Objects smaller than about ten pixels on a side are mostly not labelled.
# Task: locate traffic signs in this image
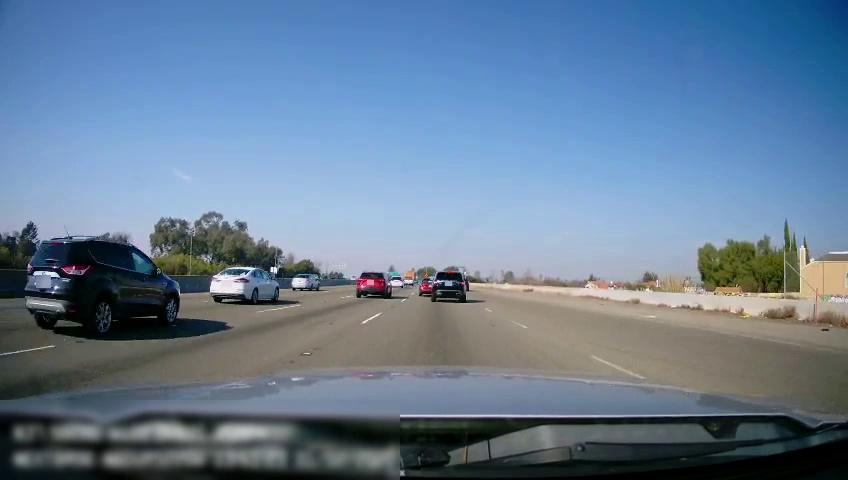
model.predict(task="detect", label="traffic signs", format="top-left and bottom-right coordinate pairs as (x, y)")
top-left (389, 271), bottom-right (400, 278)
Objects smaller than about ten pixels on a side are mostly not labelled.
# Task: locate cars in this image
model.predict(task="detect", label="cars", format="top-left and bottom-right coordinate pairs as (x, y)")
top-left (291, 273), bottom-right (321, 292)
top-left (208, 266), bottom-right (282, 306)
top-left (418, 278), bottom-right (433, 297)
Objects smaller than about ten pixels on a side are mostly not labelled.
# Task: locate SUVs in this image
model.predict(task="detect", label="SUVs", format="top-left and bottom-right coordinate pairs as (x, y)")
top-left (25, 240), bottom-right (181, 338)
top-left (354, 271), bottom-right (394, 299)
top-left (430, 271), bottom-right (467, 303)
top-left (390, 276), bottom-right (404, 288)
